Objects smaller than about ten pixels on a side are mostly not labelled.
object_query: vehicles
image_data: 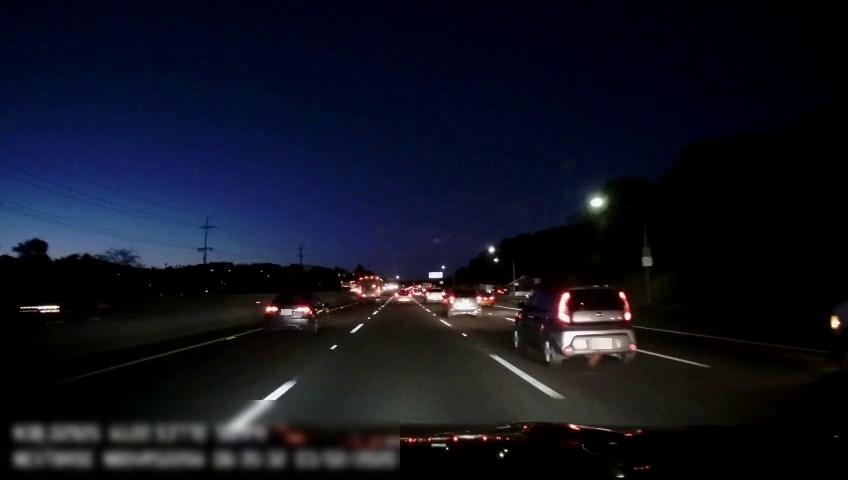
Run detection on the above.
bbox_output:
[260,292,331,340]
[11,291,105,331]
[353,276,388,309]
[395,287,414,303]
[825,298,848,346]
[426,287,446,302]
[511,286,637,370]
[443,287,482,320]
[478,289,497,308]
